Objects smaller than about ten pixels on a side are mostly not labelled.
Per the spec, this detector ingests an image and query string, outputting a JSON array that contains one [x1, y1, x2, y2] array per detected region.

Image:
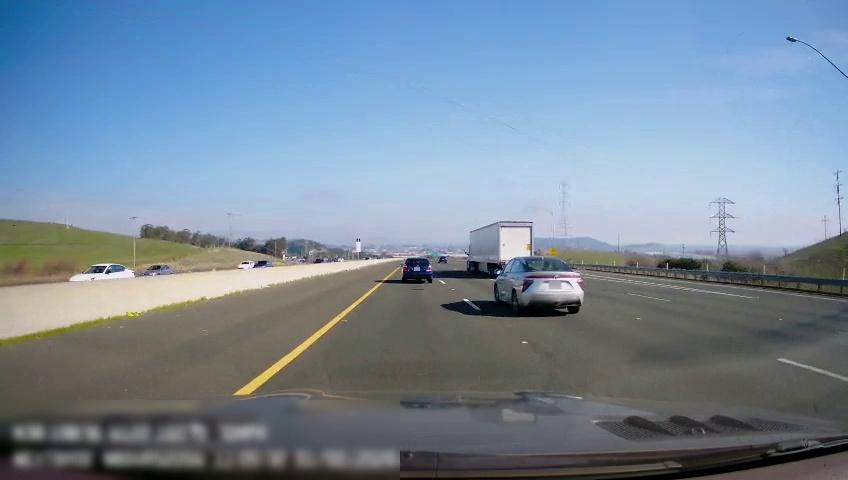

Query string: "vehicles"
[[236, 260, 256, 270], [494, 256, 584, 317], [68, 264, 136, 283], [437, 256, 448, 264], [143, 265, 177, 278], [402, 257, 434, 282], [463, 221, 534, 279], [252, 259, 274, 269]]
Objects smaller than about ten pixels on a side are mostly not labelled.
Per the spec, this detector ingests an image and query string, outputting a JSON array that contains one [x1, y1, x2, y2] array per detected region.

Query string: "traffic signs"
[[550, 247, 561, 257], [355, 238, 361, 252]]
